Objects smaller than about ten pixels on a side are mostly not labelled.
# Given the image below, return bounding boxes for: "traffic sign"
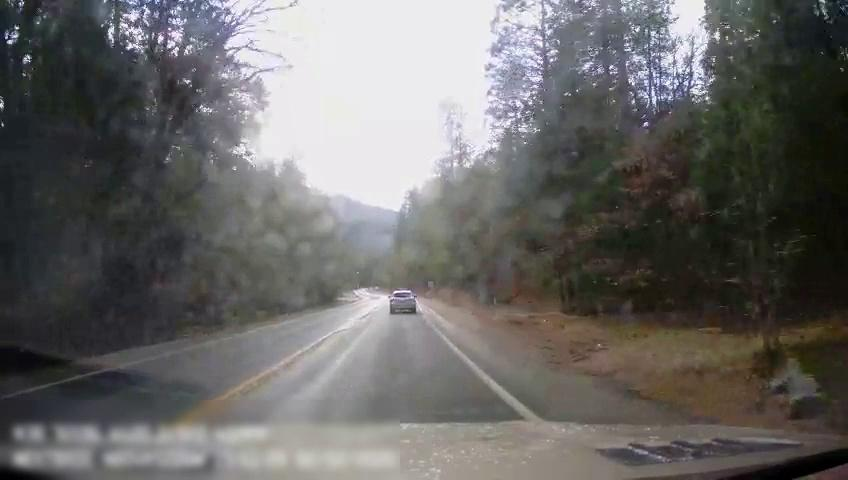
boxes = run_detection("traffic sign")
[427,280,434,291]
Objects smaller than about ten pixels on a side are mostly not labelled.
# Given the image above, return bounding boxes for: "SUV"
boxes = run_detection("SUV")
[388,289,417,315]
